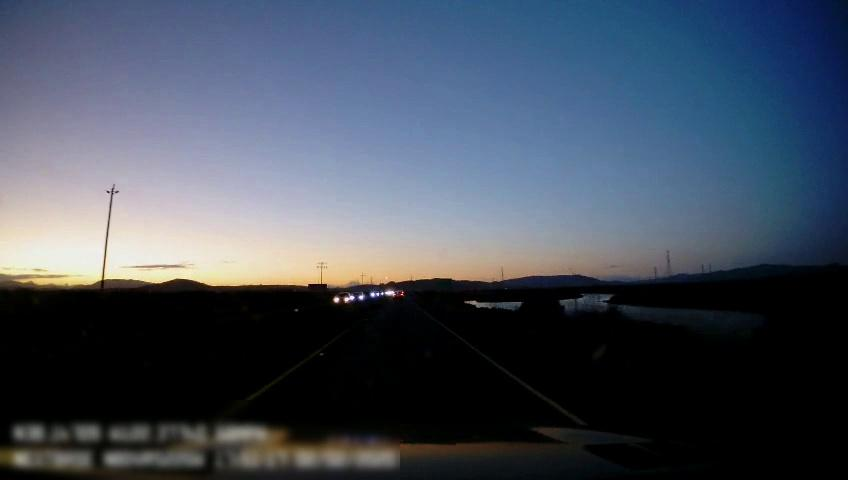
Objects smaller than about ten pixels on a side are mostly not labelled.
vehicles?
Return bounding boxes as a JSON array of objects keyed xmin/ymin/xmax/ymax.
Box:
[
  {"xmin": 349, "ymin": 292, "xmax": 366, "ymax": 304},
  {"xmin": 393, "ymin": 290, "xmax": 405, "ymax": 299},
  {"xmin": 369, "ymin": 290, "xmax": 380, "ymax": 299},
  {"xmin": 333, "ymin": 292, "xmax": 351, "ymax": 306}
]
